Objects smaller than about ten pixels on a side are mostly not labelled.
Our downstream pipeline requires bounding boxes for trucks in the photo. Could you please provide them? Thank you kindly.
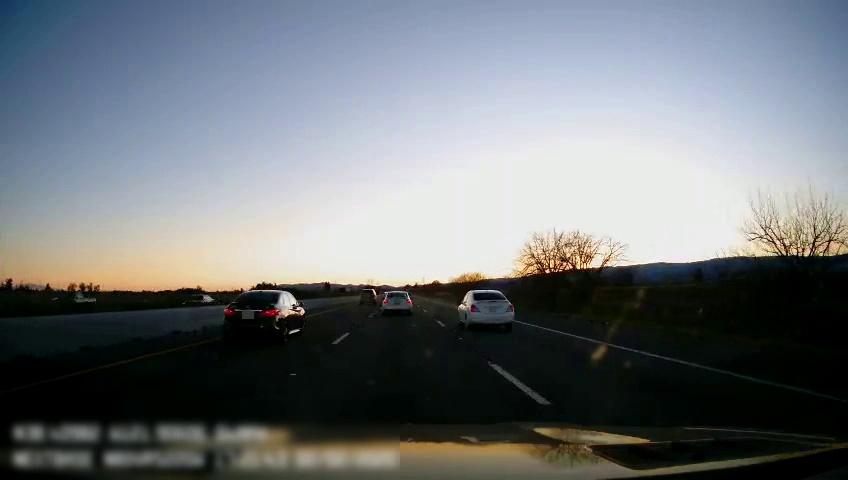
[51,290,97,308]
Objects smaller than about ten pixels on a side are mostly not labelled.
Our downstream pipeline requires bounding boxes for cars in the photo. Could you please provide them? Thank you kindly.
[380,292,413,315]
[222,289,308,337]
[455,290,517,334]
[185,293,215,307]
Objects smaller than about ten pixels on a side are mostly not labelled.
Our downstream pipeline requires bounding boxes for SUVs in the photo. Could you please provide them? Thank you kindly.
[358,289,377,307]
